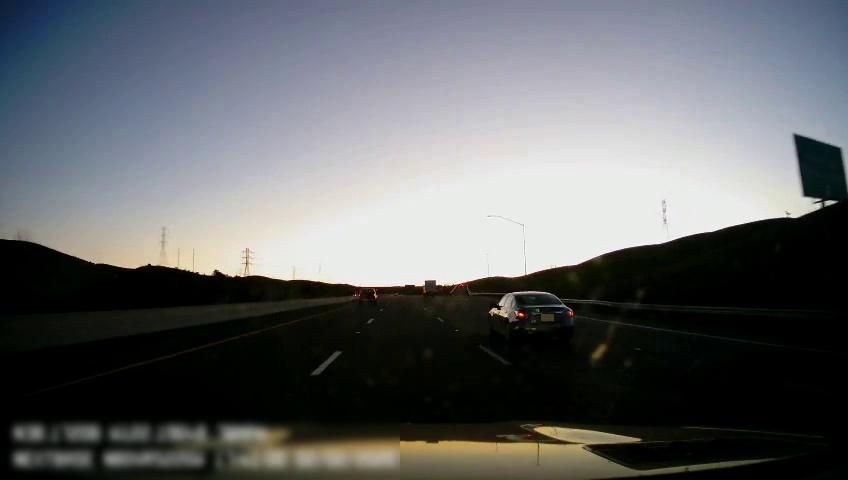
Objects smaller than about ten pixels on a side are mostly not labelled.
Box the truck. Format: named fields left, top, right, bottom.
left=423, top=281, right=436, bottom=297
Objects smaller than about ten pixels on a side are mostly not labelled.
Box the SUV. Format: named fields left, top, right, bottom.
left=359, top=288, right=378, bottom=304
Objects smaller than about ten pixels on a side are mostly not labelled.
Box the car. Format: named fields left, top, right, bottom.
left=487, top=292, right=575, bottom=346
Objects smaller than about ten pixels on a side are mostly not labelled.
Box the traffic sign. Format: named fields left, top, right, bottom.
left=795, top=134, right=848, bottom=204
